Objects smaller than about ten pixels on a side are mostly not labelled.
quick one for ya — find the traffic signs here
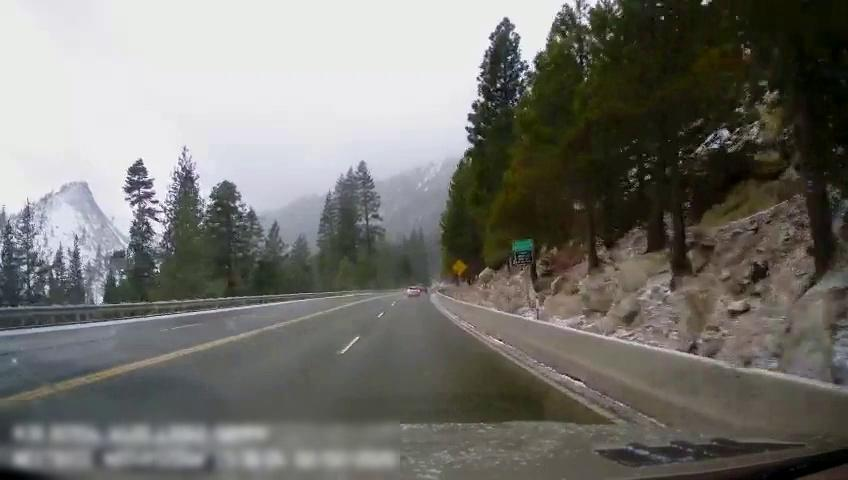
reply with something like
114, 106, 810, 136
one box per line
511, 238, 534, 252
451, 258, 469, 277
512, 252, 534, 266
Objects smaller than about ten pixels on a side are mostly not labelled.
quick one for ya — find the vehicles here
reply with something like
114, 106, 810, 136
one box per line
406, 285, 421, 297
414, 283, 428, 294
